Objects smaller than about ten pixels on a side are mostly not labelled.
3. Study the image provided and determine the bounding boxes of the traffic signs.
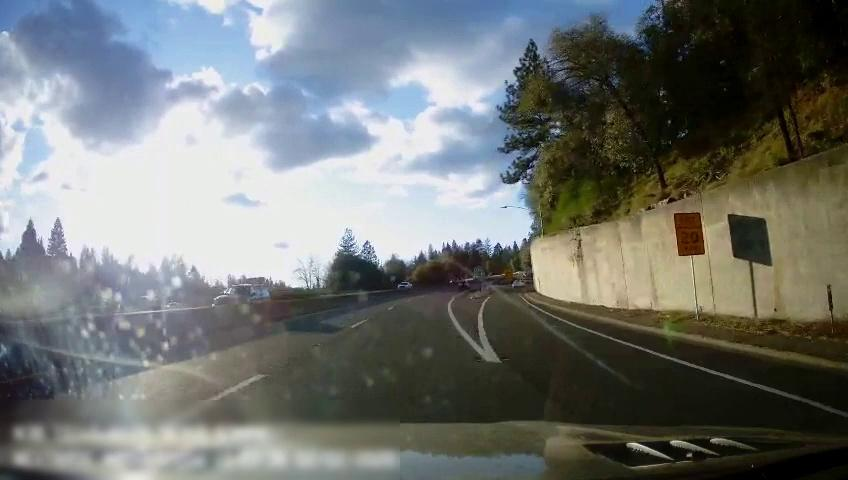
[673,211,707,258]
[474,267,485,279]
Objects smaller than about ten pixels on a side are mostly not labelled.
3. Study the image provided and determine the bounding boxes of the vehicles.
[511,279,526,289]
[458,279,471,290]
[396,281,413,290]
[211,282,272,308]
